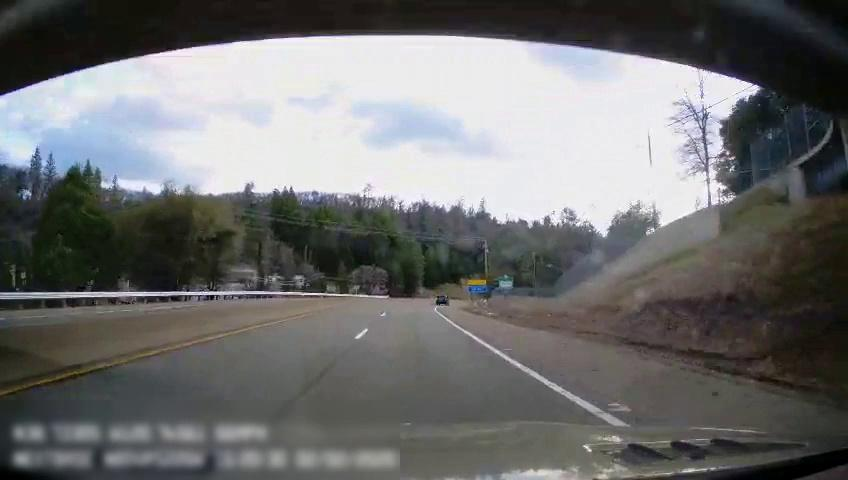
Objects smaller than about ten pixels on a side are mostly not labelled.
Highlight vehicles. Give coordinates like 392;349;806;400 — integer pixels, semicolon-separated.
435;295;450;307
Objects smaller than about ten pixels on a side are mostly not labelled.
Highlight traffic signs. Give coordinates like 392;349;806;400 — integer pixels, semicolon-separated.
467;279;487;286
467;285;490;295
